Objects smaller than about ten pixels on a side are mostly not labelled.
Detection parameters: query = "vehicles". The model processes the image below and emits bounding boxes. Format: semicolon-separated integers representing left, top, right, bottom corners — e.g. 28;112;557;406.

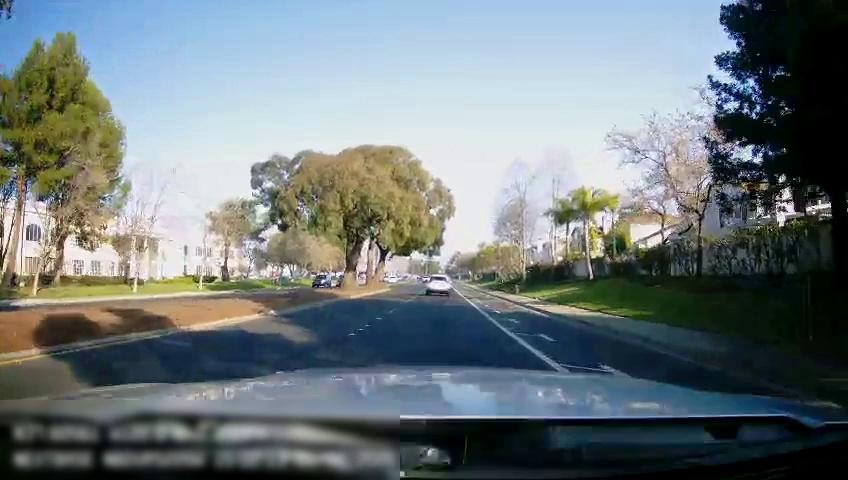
311;274;331;289
330;275;341;288
423;272;450;296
